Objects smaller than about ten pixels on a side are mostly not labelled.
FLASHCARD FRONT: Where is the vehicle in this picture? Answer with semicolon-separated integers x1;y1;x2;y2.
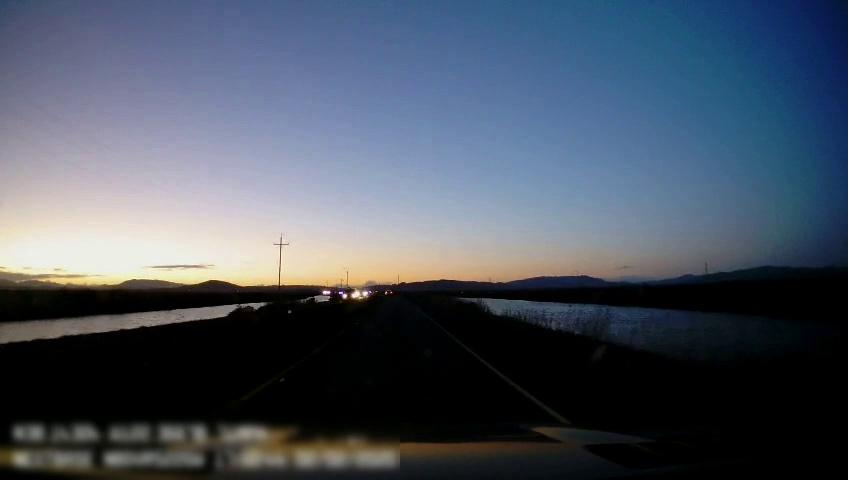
341;288;361;303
